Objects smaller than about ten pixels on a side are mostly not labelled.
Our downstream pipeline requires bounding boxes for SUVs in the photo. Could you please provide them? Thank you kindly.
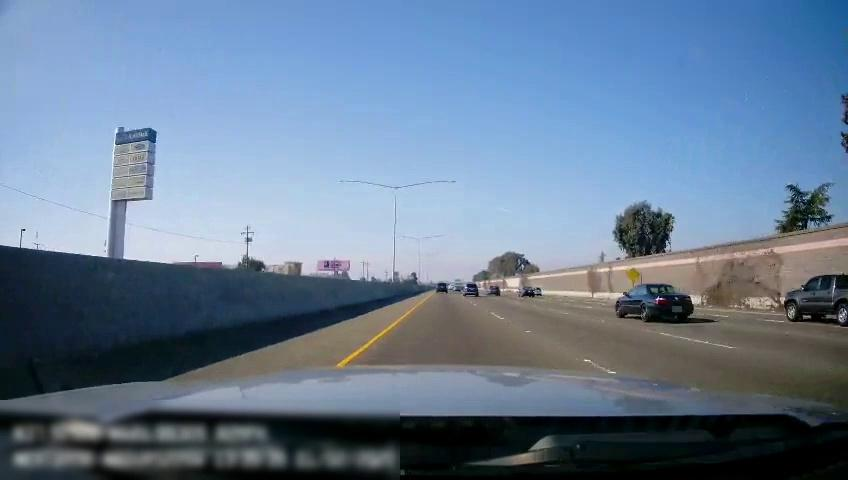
[463,283,479,296]
[436,282,448,293]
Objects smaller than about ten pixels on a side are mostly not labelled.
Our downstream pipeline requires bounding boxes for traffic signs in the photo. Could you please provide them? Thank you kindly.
[627,267,641,283]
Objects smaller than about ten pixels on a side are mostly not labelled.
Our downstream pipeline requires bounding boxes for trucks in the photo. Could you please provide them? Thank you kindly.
[784,275,848,326]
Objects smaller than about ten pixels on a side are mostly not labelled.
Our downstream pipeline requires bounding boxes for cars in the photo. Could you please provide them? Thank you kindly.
[533,287,543,296]
[486,285,501,296]
[615,283,693,322]
[519,287,535,297]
